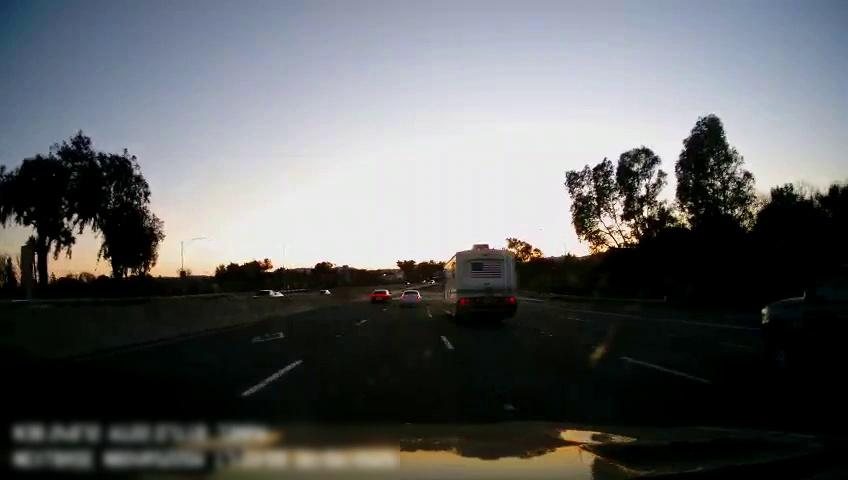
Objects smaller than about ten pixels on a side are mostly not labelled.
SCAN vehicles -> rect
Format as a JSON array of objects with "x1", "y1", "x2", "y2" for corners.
[
  {"x1": 252, "y1": 290, "x2": 276, "y2": 300},
  {"x1": 371, "y1": 289, "x2": 393, "y2": 304},
  {"x1": 274, "y1": 291, "x2": 284, "y2": 299},
  {"x1": 759, "y1": 263, "x2": 848, "y2": 376},
  {"x1": 400, "y1": 290, "x2": 423, "y2": 307},
  {"x1": 443, "y1": 249, "x2": 518, "y2": 322},
  {"x1": 316, "y1": 289, "x2": 331, "y2": 296}
]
